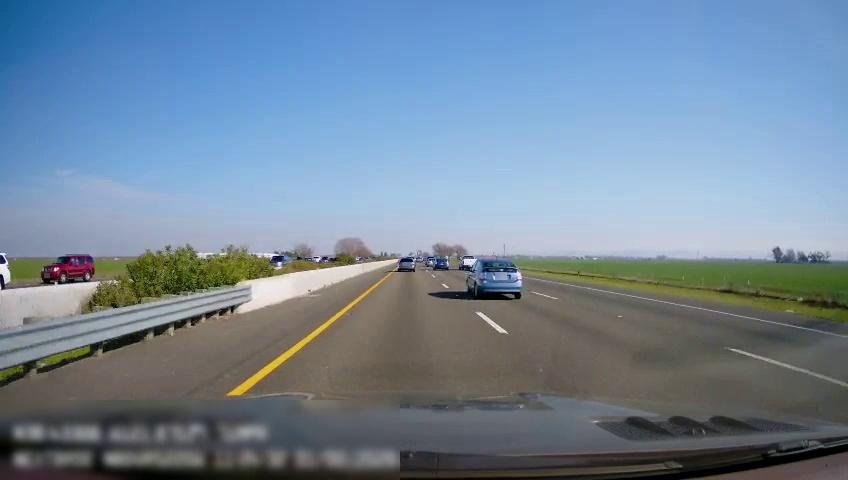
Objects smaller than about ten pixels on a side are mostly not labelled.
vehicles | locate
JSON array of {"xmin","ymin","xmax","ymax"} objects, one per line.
[
  {"xmin": 0, "ymin": 253, "xmax": 11, "ymax": 289},
  {"xmin": 457, "ymin": 254, "xmax": 476, "ymax": 271},
  {"xmin": 432, "ymin": 257, "xmax": 451, "ymax": 271},
  {"xmin": 269, "ymin": 255, "xmax": 293, "ymax": 269},
  {"xmin": 40, "ymin": 255, "xmax": 96, "ymax": 284},
  {"xmin": 398, "ymin": 257, "xmax": 416, "ymax": 273},
  {"xmin": 466, "ymin": 259, "xmax": 522, "ymax": 300}
]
